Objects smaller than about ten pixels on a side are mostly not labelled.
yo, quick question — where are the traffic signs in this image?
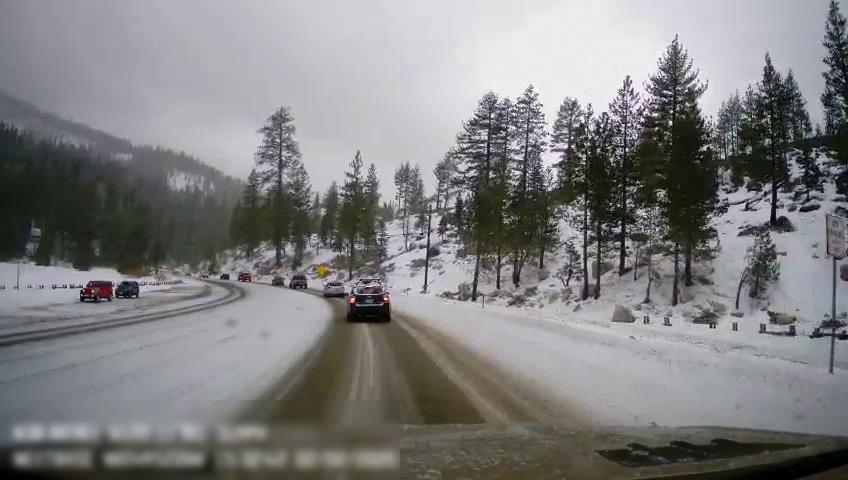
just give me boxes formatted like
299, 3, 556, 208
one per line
316, 264, 328, 276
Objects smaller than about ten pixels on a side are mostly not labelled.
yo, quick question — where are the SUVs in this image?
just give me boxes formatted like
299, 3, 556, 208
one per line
346, 279, 391, 323
115, 281, 140, 299
79, 280, 114, 302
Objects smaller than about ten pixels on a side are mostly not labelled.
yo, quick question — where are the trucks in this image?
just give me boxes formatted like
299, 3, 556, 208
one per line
289, 275, 308, 289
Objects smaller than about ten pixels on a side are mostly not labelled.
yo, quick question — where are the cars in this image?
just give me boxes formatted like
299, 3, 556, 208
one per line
323, 281, 345, 298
